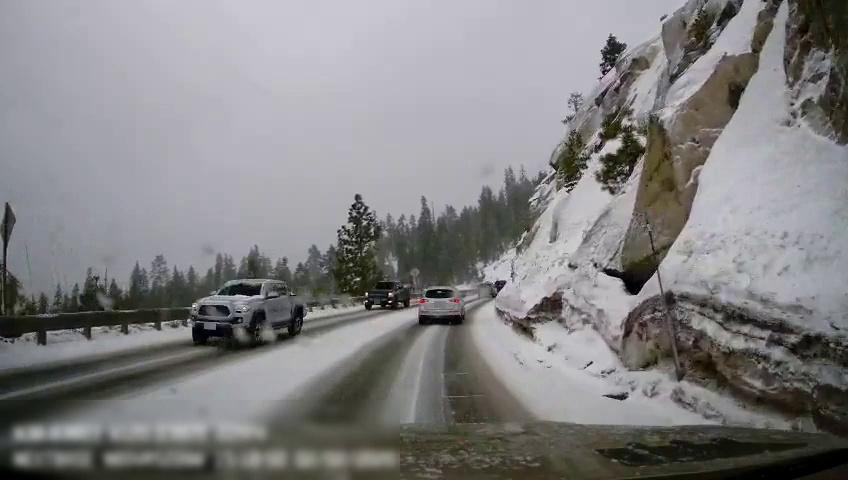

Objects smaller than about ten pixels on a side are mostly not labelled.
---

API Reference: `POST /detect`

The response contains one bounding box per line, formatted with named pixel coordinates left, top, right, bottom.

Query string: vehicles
left=418, top=286, right=466, bottom=325
left=190, top=278, right=309, bottom=348
left=495, top=280, right=507, bottom=293
left=364, top=281, right=410, bottom=310
left=478, top=282, right=497, bottom=299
